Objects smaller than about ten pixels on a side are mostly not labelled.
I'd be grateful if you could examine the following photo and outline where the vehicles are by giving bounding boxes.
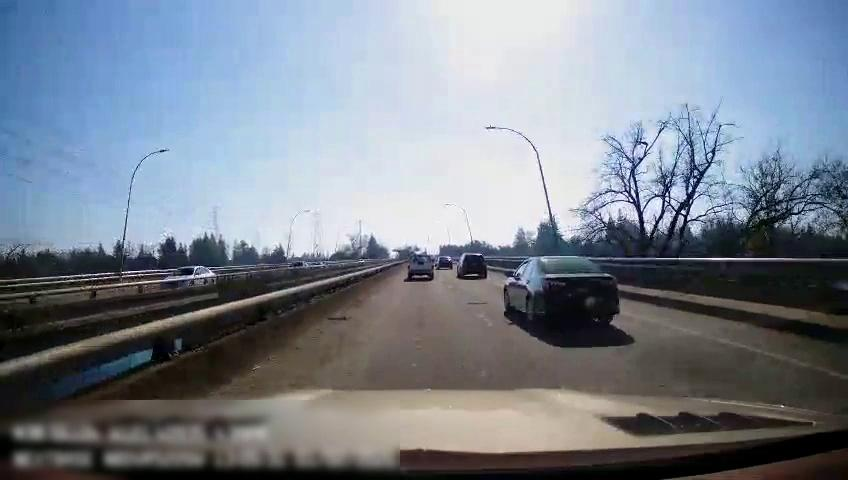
[501,254,620,328]
[456,251,488,279]
[286,260,309,272]
[159,266,217,289]
[407,252,435,280]
[436,255,454,270]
